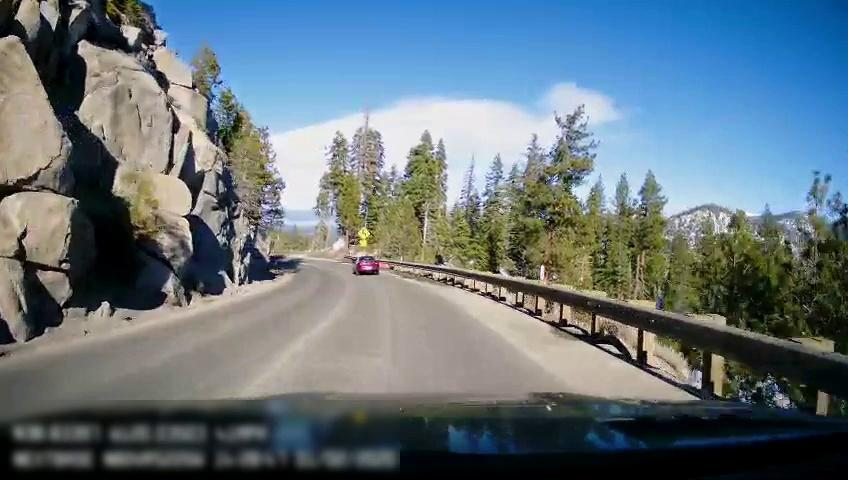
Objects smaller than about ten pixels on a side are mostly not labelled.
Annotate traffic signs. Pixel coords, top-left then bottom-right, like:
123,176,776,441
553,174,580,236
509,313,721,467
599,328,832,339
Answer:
358,239,369,248
356,226,371,239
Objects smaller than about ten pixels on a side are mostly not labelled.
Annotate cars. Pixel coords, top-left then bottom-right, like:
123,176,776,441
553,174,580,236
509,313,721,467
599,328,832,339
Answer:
352,256,379,276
